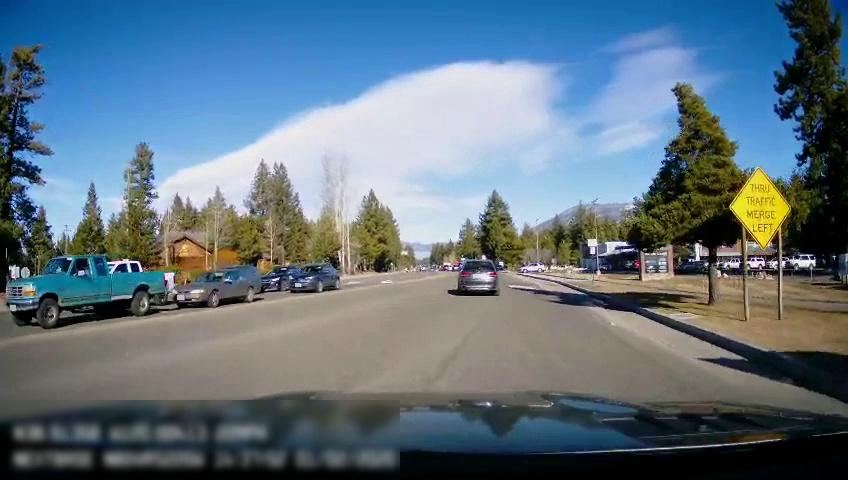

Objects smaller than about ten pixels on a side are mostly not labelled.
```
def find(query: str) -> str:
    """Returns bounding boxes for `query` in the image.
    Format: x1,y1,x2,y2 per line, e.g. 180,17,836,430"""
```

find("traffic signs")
729,165,794,251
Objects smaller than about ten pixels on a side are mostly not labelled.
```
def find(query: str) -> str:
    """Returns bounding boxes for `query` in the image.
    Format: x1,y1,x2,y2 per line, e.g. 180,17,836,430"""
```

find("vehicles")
106,260,175,306
458,260,498,296
519,263,543,274
259,266,301,292
741,257,767,271
719,258,742,271
785,254,818,271
679,260,706,273
604,253,632,273
766,256,792,271
288,265,340,294
631,256,641,271
6,254,166,330
176,264,261,309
